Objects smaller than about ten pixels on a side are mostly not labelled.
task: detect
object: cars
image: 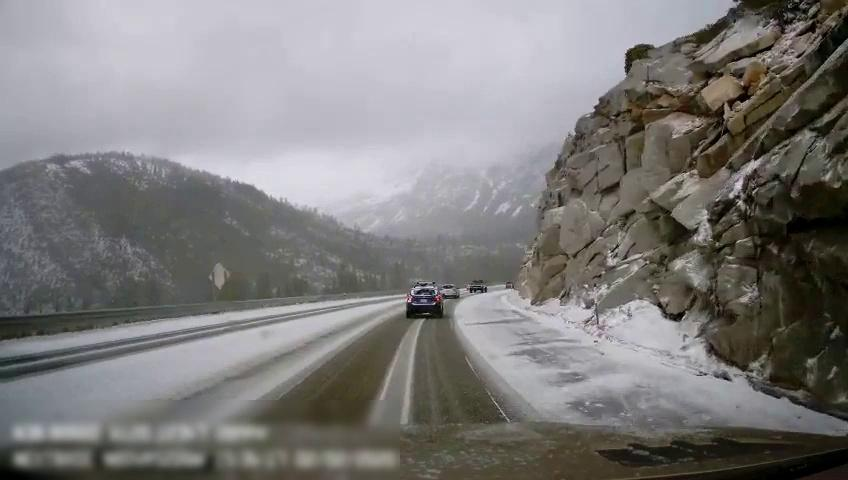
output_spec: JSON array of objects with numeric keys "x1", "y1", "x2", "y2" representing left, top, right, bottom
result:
[
  {"x1": 405, "y1": 281, "x2": 445, "y2": 320},
  {"x1": 438, "y1": 283, "x2": 460, "y2": 300}
]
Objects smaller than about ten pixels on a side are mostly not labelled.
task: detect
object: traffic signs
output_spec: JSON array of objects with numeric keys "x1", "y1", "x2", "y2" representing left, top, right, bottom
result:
[{"x1": 206, "y1": 262, "x2": 231, "y2": 291}]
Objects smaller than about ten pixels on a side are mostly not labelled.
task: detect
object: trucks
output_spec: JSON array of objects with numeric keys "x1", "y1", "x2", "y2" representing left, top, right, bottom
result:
[{"x1": 469, "y1": 278, "x2": 488, "y2": 293}]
